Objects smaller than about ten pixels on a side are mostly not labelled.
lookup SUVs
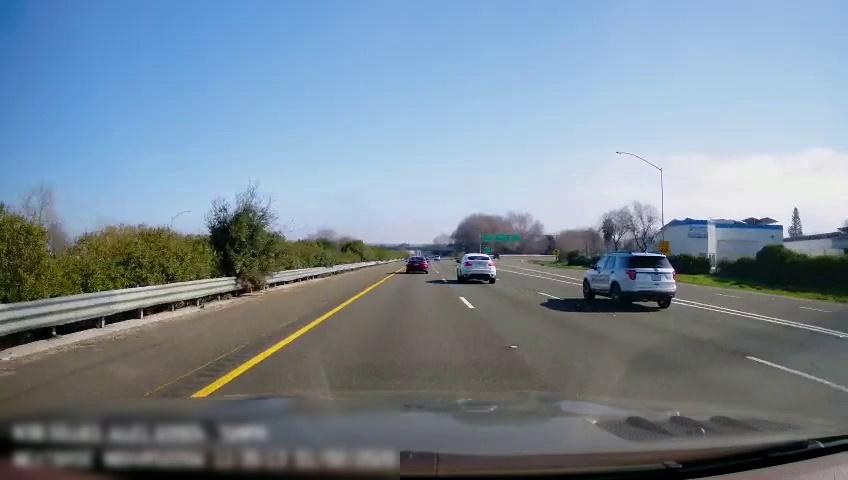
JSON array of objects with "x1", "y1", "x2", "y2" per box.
[
  {"x1": 582, "y1": 253, "x2": 676, "y2": 312},
  {"x1": 454, "y1": 252, "x2": 497, "y2": 285}
]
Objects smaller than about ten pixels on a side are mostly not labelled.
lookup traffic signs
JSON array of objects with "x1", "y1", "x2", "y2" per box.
[
  {"x1": 494, "y1": 234, "x2": 506, "y2": 241},
  {"x1": 506, "y1": 234, "x2": 520, "y2": 241},
  {"x1": 480, "y1": 234, "x2": 494, "y2": 241},
  {"x1": 658, "y1": 239, "x2": 671, "y2": 257}
]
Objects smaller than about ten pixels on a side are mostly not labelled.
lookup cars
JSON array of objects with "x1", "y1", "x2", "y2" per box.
[{"x1": 406, "y1": 256, "x2": 429, "y2": 274}]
